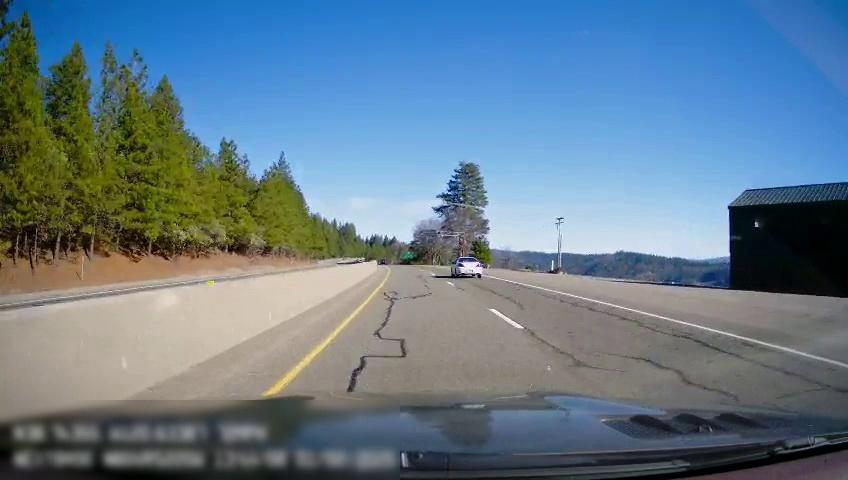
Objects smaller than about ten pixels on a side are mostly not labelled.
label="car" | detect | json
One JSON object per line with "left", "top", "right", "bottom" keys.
{"left": 451, "top": 256, "right": 483, "bottom": 278}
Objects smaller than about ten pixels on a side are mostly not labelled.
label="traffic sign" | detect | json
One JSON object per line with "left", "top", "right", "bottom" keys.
{"left": 401, "top": 252, "right": 415, "bottom": 260}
